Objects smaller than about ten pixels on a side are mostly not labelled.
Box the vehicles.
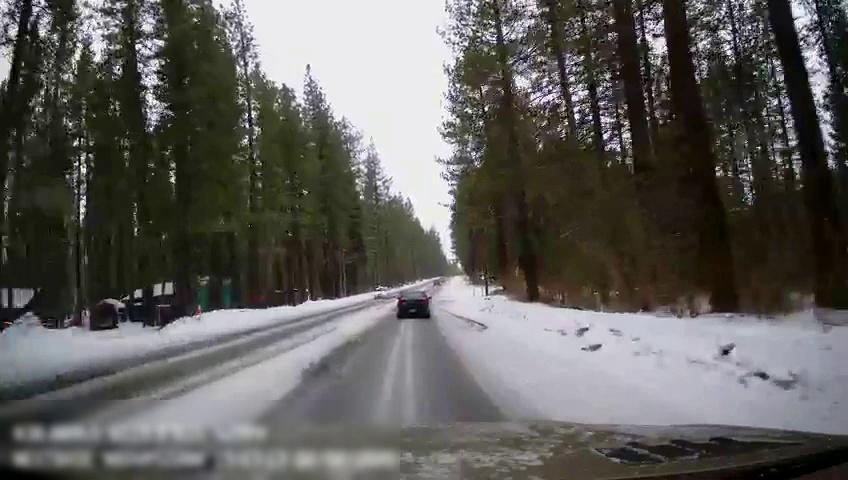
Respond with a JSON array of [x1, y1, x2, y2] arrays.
[[373, 286, 392, 300], [396, 290, 432, 319]]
